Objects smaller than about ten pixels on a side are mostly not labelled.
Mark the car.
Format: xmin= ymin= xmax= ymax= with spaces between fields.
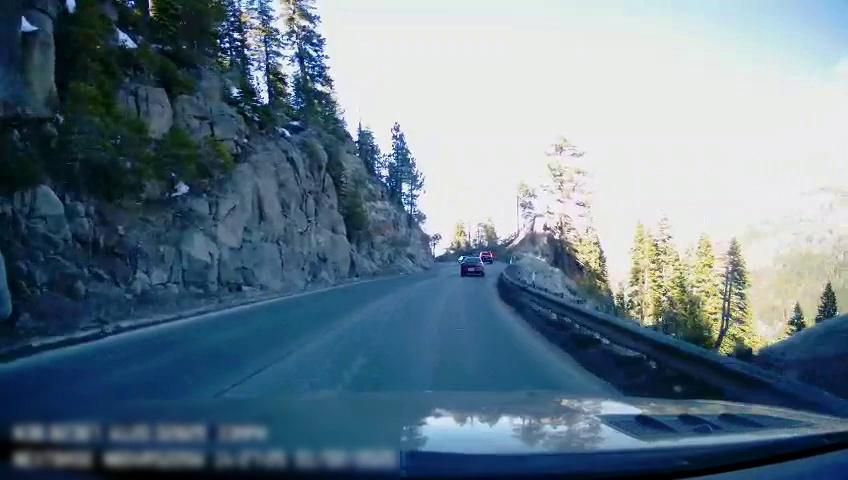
xmin=460 ymin=258 xmax=485 ymax=278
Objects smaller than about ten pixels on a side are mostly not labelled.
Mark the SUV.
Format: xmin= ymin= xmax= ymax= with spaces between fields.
xmin=478 ymin=252 xmax=494 ymax=265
